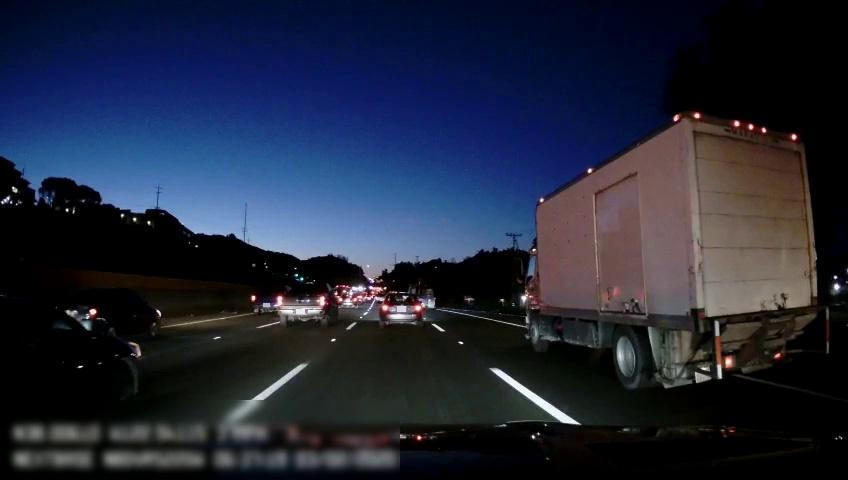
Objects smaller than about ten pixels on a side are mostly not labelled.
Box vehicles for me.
[252,285,289,315]
[408,282,436,310]
[339,292,359,308]
[0,293,141,438]
[47,287,160,337]
[279,283,339,326]
[380,293,425,330]
[513,110,821,390]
